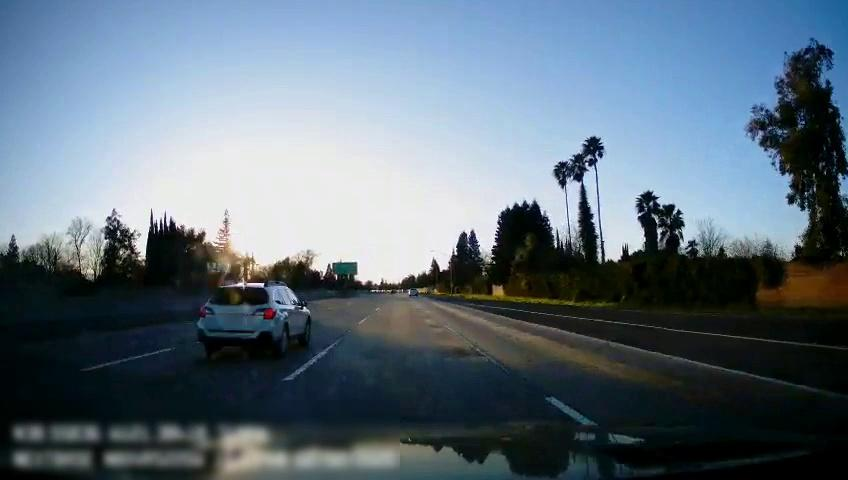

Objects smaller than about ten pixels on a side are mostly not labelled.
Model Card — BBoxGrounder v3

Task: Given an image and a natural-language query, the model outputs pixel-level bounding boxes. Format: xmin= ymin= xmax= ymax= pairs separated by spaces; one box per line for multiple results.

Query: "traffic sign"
xmin=332 ymin=261 xmax=358 ymax=275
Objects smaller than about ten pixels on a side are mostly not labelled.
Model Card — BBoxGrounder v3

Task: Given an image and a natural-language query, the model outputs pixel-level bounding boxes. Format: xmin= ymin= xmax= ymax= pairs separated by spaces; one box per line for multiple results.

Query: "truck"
xmin=407 ymin=287 xmax=419 ymax=297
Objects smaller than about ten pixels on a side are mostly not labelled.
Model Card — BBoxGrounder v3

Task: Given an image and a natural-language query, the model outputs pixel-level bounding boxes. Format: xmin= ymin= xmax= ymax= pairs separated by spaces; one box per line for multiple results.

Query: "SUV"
xmin=197 ymin=283 xmax=312 ymax=359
